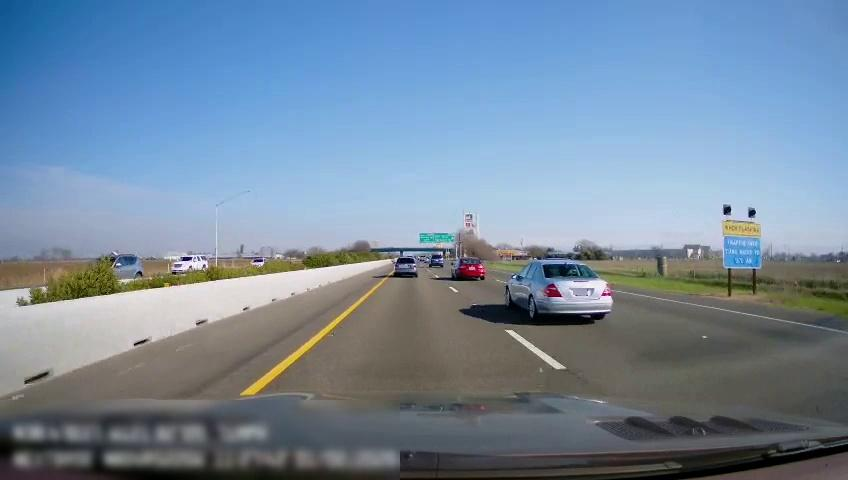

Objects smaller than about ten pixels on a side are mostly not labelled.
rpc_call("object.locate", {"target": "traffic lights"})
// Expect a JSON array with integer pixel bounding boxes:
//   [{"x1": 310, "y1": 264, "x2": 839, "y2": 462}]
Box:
[
  {"x1": 746, "y1": 207, "x2": 758, "y2": 219},
  {"x1": 722, "y1": 204, "x2": 733, "y2": 216}
]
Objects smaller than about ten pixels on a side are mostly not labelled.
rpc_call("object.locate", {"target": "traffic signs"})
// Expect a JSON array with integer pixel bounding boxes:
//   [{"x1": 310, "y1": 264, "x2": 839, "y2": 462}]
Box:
[
  {"x1": 721, "y1": 221, "x2": 761, "y2": 236},
  {"x1": 723, "y1": 237, "x2": 764, "y2": 270},
  {"x1": 419, "y1": 233, "x2": 456, "y2": 244}
]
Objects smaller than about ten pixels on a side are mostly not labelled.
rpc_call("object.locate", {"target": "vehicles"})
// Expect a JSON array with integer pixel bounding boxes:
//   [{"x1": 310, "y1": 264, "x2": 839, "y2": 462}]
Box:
[
  {"x1": 105, "y1": 255, "x2": 145, "y2": 280},
  {"x1": 393, "y1": 256, "x2": 419, "y2": 278},
  {"x1": 249, "y1": 257, "x2": 268, "y2": 268},
  {"x1": 428, "y1": 254, "x2": 446, "y2": 268},
  {"x1": 451, "y1": 257, "x2": 485, "y2": 281},
  {"x1": 170, "y1": 255, "x2": 210, "y2": 276},
  {"x1": 503, "y1": 260, "x2": 614, "y2": 324}
]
